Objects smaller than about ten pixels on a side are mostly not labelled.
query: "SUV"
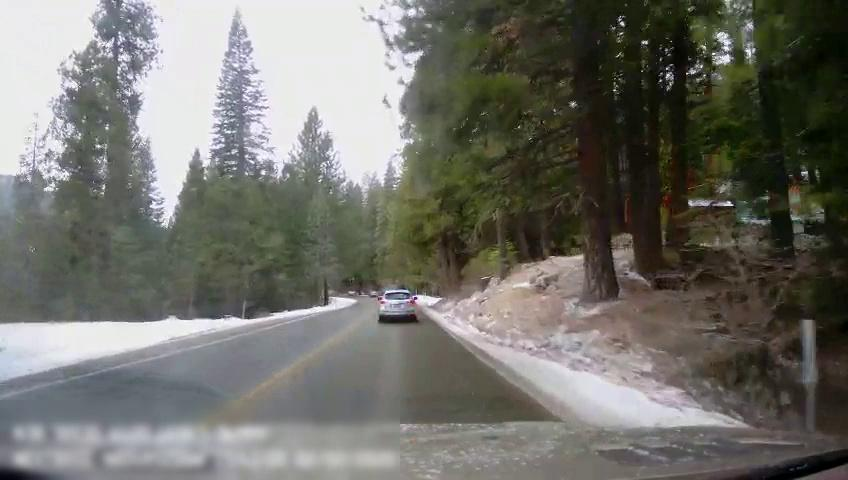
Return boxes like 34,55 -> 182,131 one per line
378,289 -> 418,321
